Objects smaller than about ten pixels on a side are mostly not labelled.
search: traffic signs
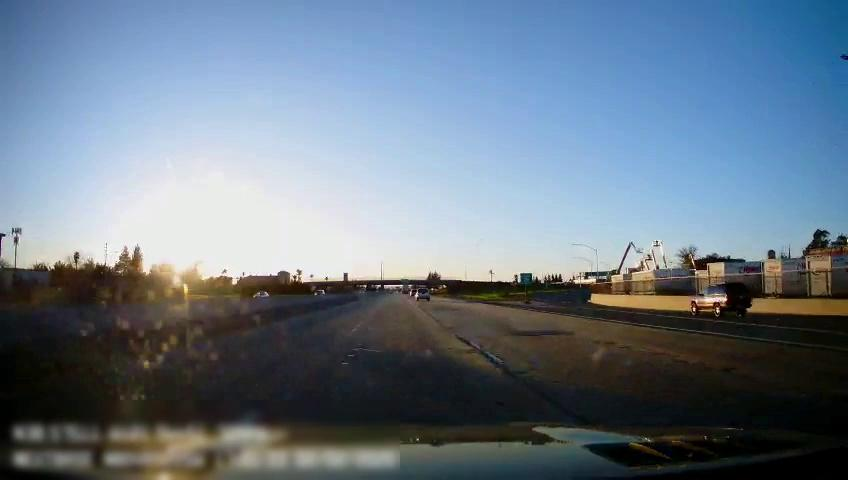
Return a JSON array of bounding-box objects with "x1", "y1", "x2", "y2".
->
[{"x1": 519, "y1": 273, "x2": 533, "y2": 285}]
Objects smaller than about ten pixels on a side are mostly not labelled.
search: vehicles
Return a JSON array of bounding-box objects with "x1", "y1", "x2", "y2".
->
[
  {"x1": 314, "y1": 289, "x2": 326, "y2": 295},
  {"x1": 689, "y1": 282, "x2": 753, "y2": 320},
  {"x1": 415, "y1": 289, "x2": 430, "y2": 302},
  {"x1": 252, "y1": 292, "x2": 270, "y2": 298}
]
